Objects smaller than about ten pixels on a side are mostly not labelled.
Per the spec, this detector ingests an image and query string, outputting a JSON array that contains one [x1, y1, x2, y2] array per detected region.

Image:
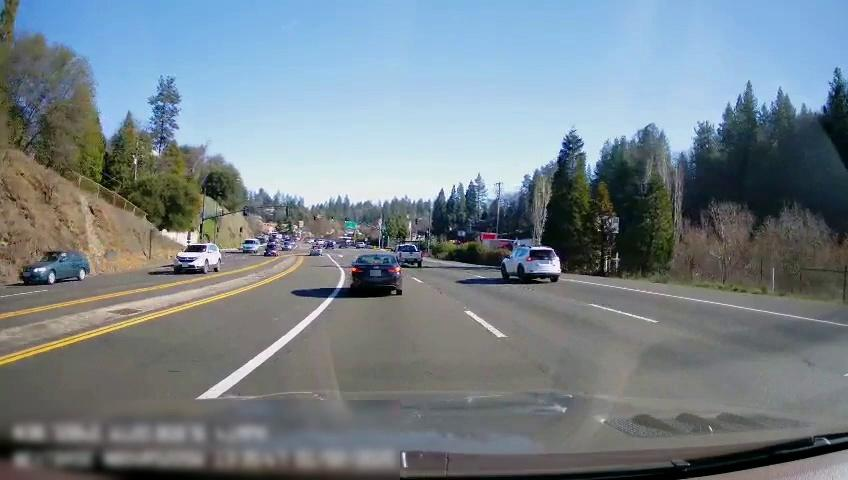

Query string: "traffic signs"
[[345, 221, 359, 230]]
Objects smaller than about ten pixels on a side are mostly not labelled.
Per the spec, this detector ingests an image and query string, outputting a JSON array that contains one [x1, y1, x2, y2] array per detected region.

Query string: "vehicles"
[[18, 249, 92, 285], [355, 241, 366, 249], [281, 241, 294, 252], [500, 245, 561, 284], [350, 253, 405, 298], [391, 242, 424, 269], [309, 245, 322, 256], [240, 238, 259, 254], [172, 243, 223, 275], [263, 244, 281, 257]]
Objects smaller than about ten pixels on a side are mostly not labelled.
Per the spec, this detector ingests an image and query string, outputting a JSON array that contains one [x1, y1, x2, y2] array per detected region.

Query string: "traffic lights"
[[240, 206, 249, 218], [284, 207, 293, 218]]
